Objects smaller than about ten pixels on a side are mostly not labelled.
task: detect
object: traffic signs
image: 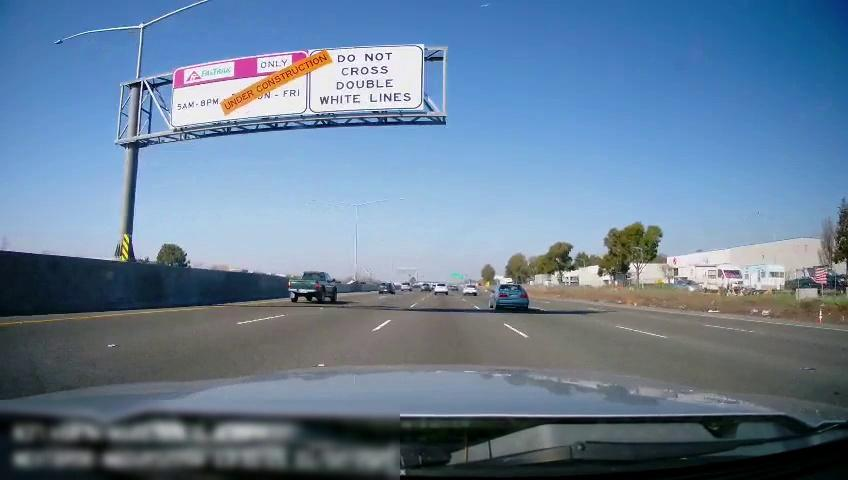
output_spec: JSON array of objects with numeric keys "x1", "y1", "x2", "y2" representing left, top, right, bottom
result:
[{"x1": 119, "y1": 233, "x2": 131, "y2": 263}]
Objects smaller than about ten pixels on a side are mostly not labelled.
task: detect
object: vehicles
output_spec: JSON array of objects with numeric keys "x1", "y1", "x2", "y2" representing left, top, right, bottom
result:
[
  {"x1": 420, "y1": 284, "x2": 432, "y2": 292},
  {"x1": 694, "y1": 265, "x2": 745, "y2": 293},
  {"x1": 434, "y1": 283, "x2": 448, "y2": 296},
  {"x1": 288, "y1": 271, "x2": 337, "y2": 303},
  {"x1": 378, "y1": 282, "x2": 396, "y2": 295},
  {"x1": 400, "y1": 282, "x2": 413, "y2": 292},
  {"x1": 672, "y1": 279, "x2": 705, "y2": 294},
  {"x1": 534, "y1": 274, "x2": 554, "y2": 288},
  {"x1": 463, "y1": 285, "x2": 478, "y2": 297},
  {"x1": 488, "y1": 283, "x2": 530, "y2": 312},
  {"x1": 499, "y1": 277, "x2": 513, "y2": 286}
]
